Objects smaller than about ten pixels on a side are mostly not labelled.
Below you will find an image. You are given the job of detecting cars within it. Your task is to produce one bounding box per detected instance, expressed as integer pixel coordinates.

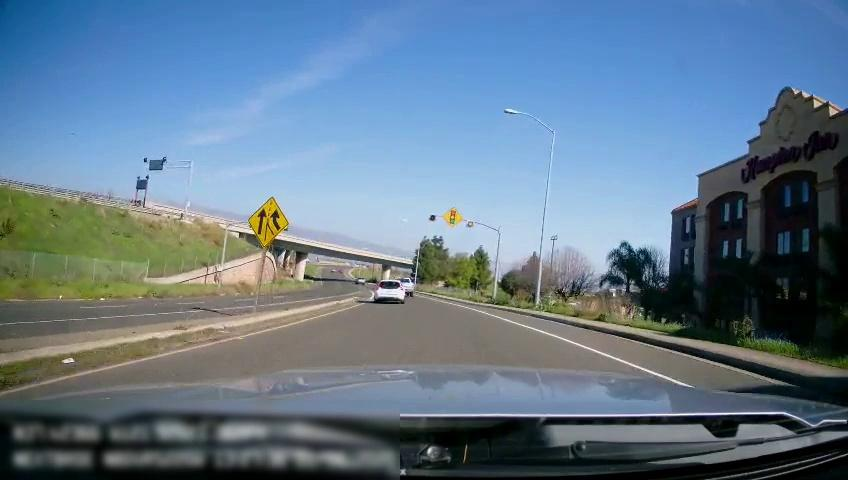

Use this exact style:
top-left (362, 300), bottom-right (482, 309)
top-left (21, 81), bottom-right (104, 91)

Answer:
top-left (372, 279), bottom-right (407, 305)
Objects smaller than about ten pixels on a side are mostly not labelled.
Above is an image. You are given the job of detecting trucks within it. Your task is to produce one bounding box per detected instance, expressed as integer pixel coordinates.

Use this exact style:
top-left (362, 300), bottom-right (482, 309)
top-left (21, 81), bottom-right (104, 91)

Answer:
top-left (394, 277), bottom-right (415, 297)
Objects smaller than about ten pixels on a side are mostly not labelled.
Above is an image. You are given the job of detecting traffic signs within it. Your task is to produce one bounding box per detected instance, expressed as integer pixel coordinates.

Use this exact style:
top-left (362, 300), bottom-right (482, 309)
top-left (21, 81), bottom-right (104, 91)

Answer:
top-left (248, 196), bottom-right (290, 248)
top-left (444, 207), bottom-right (461, 227)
